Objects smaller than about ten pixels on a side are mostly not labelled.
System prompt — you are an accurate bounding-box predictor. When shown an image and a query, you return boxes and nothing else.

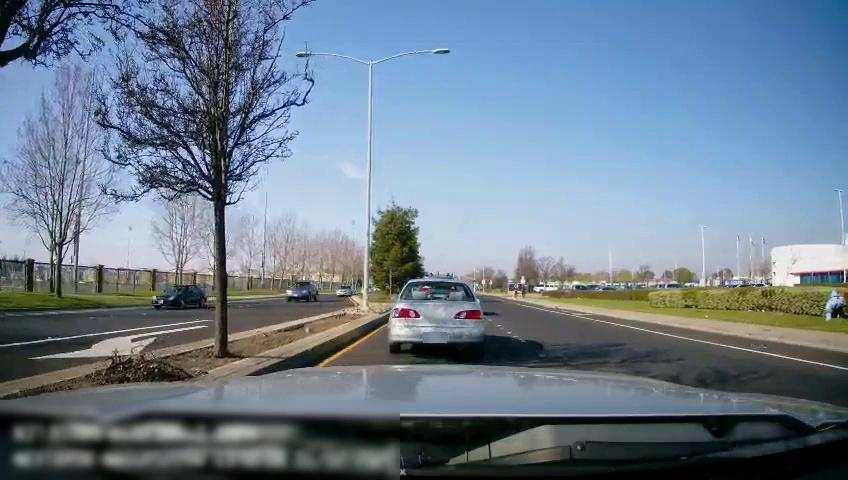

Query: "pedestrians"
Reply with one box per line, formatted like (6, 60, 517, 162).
(521, 283, 527, 298)
(513, 282, 519, 298)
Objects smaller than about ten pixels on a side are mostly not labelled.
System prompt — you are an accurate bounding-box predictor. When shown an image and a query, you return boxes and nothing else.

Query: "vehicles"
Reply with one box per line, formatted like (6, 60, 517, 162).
(386, 278, 485, 354)
(286, 280, 320, 303)
(334, 285, 354, 297)
(533, 280, 559, 293)
(423, 271, 458, 282)
(150, 282, 208, 311)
